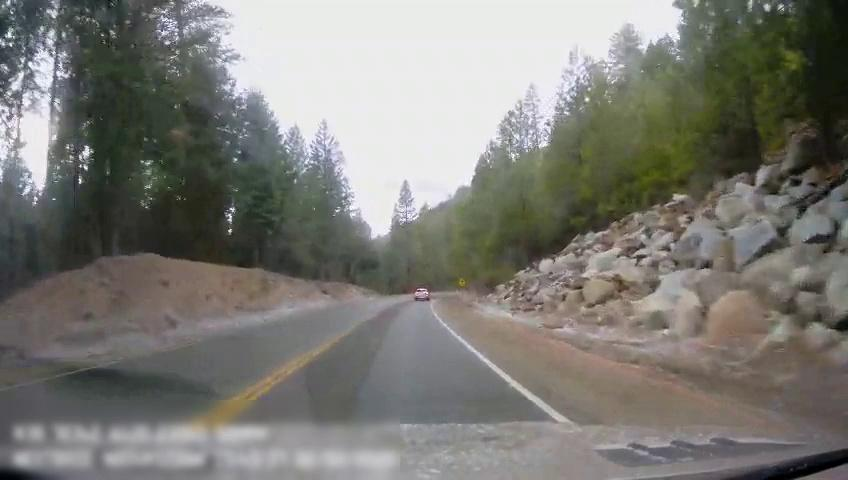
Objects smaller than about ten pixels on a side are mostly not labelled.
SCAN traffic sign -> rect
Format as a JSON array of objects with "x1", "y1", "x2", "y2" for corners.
[{"x1": 457, "y1": 277, "x2": 467, "y2": 288}]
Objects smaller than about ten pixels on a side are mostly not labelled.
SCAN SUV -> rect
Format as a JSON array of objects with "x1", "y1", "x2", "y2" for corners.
[{"x1": 414, "y1": 287, "x2": 430, "y2": 301}]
